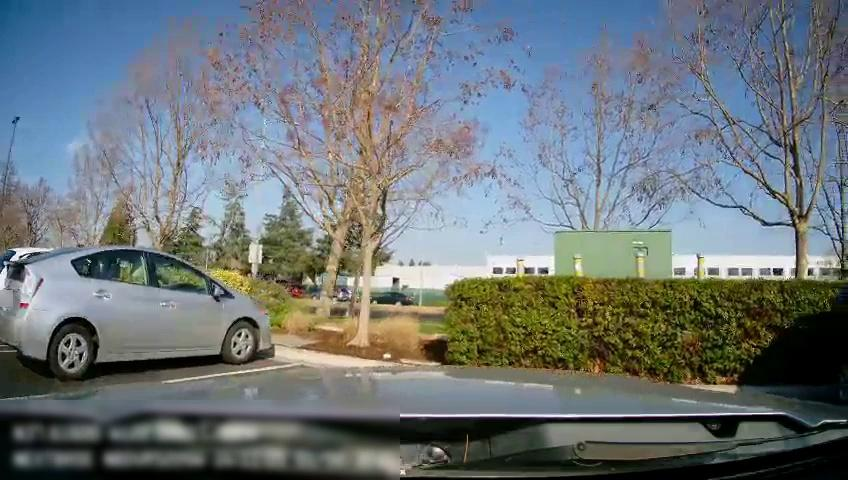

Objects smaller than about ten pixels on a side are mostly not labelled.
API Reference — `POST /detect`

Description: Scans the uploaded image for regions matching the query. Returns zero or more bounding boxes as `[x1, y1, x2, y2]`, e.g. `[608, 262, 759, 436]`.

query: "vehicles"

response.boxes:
[311, 286, 352, 302]
[288, 285, 305, 297]
[0, 247, 52, 298]
[371, 289, 415, 306]
[0, 244, 274, 382]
